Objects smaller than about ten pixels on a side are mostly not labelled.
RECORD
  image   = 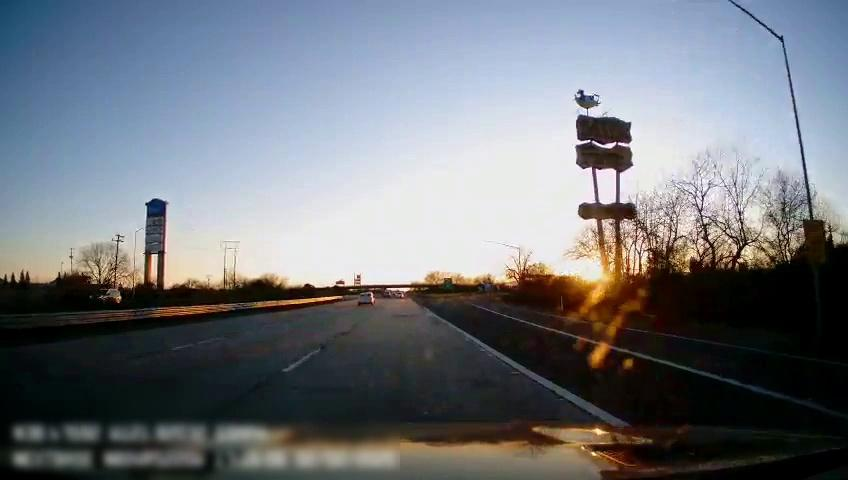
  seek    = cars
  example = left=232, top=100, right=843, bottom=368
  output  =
left=357, top=291, right=375, bottom=306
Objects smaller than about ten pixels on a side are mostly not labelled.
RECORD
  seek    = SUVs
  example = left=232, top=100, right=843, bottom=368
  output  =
left=88, top=288, right=122, bottom=305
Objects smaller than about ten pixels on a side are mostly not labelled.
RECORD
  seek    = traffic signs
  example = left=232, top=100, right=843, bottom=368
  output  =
left=804, top=218, right=828, bottom=267
left=444, top=277, right=453, bottom=290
